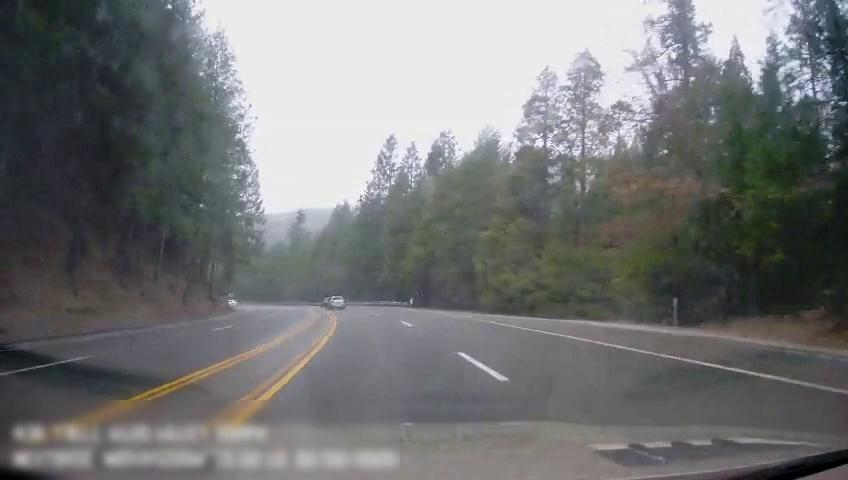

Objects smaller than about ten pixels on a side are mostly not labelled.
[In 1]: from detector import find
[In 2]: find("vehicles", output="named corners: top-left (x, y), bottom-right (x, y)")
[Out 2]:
top-left (320, 297), bottom-right (328, 307)
top-left (226, 299), bottom-right (237, 308)
top-left (326, 295), bottom-right (346, 311)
